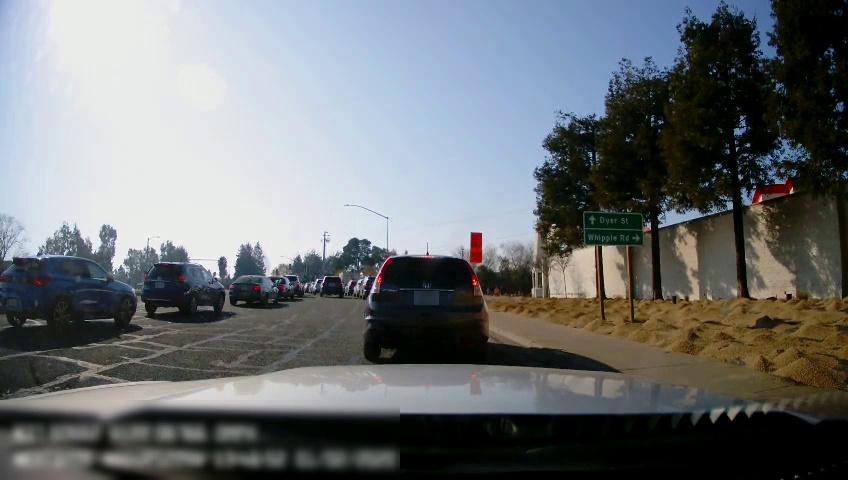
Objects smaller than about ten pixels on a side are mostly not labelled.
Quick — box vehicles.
[0,256,138,333]
[365,254,490,365]
[285,275,304,298]
[318,275,345,299]
[140,261,226,319]
[339,271,358,282]
[345,279,356,296]
[351,279,364,297]
[359,276,376,301]
[228,275,281,306]
[312,278,323,294]
[267,276,296,301]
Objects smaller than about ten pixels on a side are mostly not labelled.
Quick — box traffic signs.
[471,231,485,264]
[588,211,650,245]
